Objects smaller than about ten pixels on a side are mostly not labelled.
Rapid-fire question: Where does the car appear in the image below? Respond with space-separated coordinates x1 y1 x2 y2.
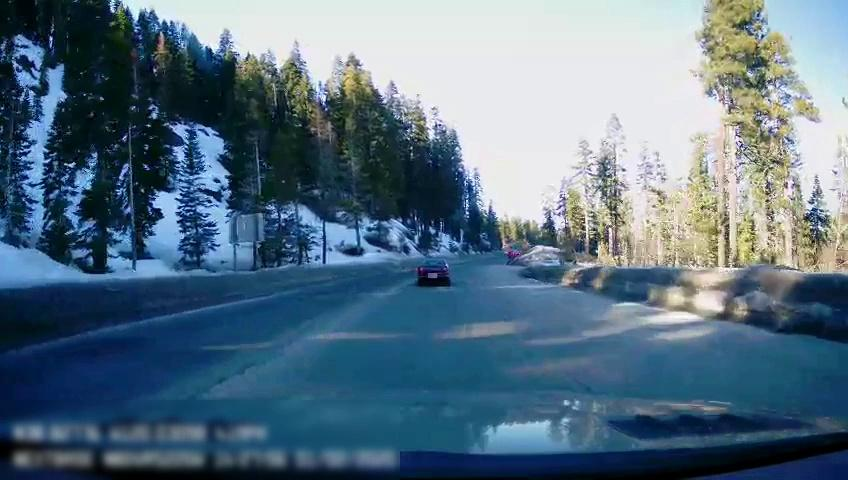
415 258 451 288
